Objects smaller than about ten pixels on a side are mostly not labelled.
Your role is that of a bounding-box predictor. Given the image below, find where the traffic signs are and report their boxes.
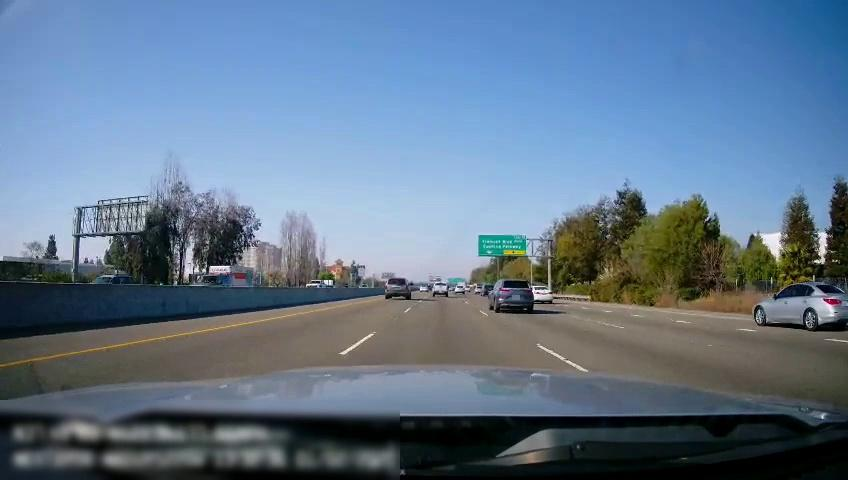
[477,235,527,258]
[357,265,366,277]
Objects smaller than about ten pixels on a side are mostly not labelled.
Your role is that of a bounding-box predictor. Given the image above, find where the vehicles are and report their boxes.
[187,265,255,288]
[419,284,429,292]
[526,285,553,305]
[488,279,534,314]
[751,281,848,332]
[480,285,494,297]
[454,284,465,295]
[384,277,414,301]
[305,279,327,289]
[92,273,135,285]
[431,281,450,298]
